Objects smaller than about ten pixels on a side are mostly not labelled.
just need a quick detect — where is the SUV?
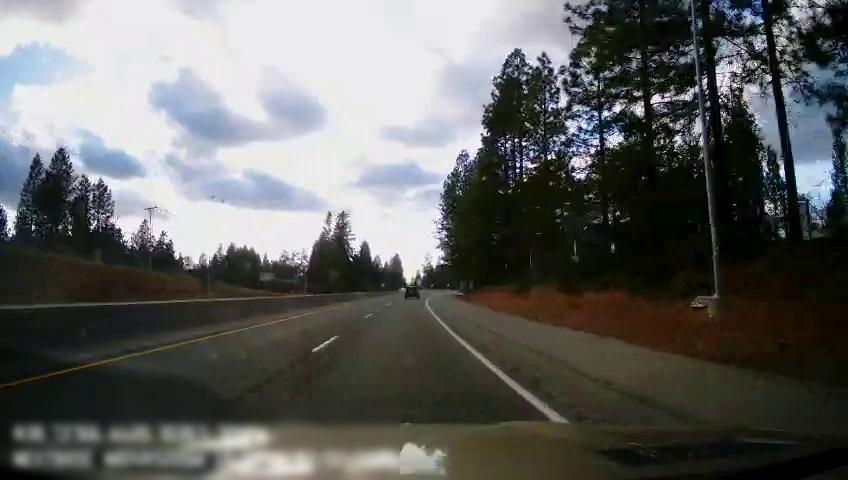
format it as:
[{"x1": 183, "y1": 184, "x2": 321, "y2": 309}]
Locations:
[{"x1": 404, "y1": 285, "x2": 420, "y2": 300}]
